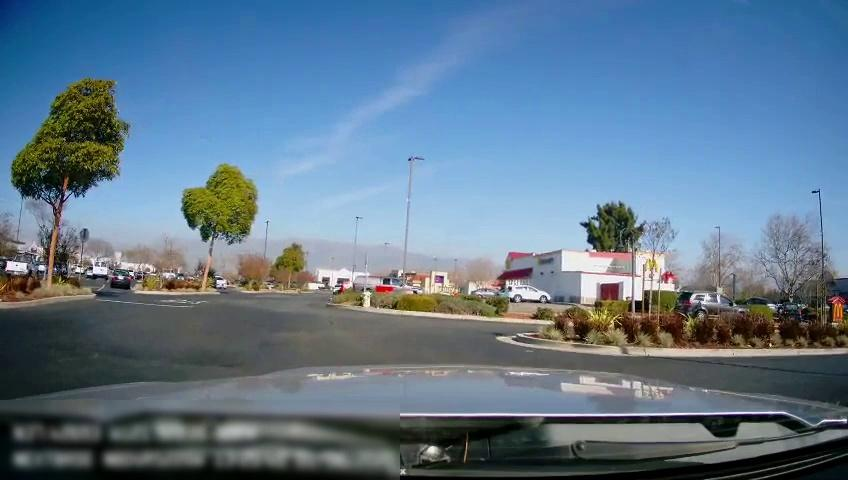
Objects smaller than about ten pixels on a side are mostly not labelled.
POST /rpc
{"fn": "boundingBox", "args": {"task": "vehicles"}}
[5,254,47,281]
[780,304,802,323]
[676,292,752,319]
[471,288,500,300]
[161,269,177,281]
[332,284,344,295]
[506,285,551,304]
[212,276,226,289]
[92,260,109,280]
[110,269,132,289]
[351,276,422,297]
